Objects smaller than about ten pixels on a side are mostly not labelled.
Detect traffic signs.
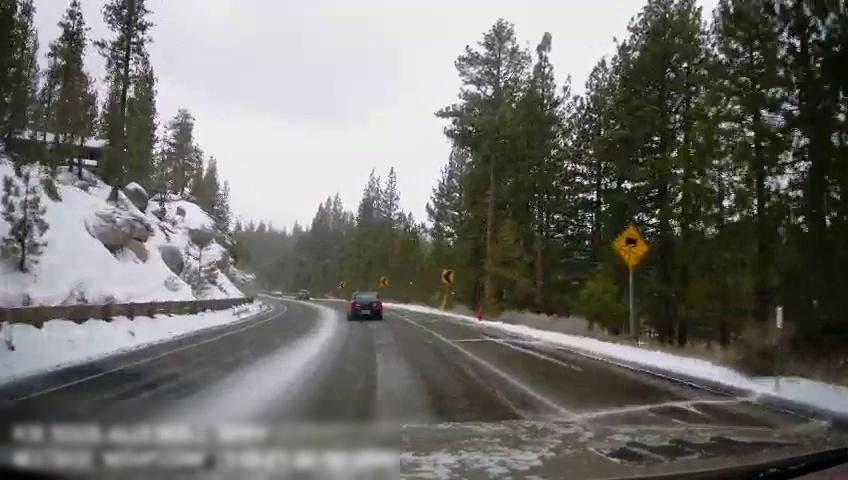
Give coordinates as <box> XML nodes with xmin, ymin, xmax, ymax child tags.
<box><xmin>440</xmin><ymin>268</ymin><xmax>456</xmax><ymax>286</ymax></box>
<box><xmin>612</xmin><ymin>224</ymin><xmax>650</xmax><ymax>267</ymax></box>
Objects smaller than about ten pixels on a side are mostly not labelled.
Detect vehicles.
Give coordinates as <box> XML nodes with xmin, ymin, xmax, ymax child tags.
<box><xmin>295</xmin><ymin>287</ymin><xmax>311</xmax><ymax>300</ymax></box>
<box><xmin>271</xmin><ymin>288</ymin><xmax>284</xmax><ymax>297</ymax></box>
<box><xmin>350</xmin><ymin>293</ymin><xmax>384</xmax><ymax>322</ymax></box>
